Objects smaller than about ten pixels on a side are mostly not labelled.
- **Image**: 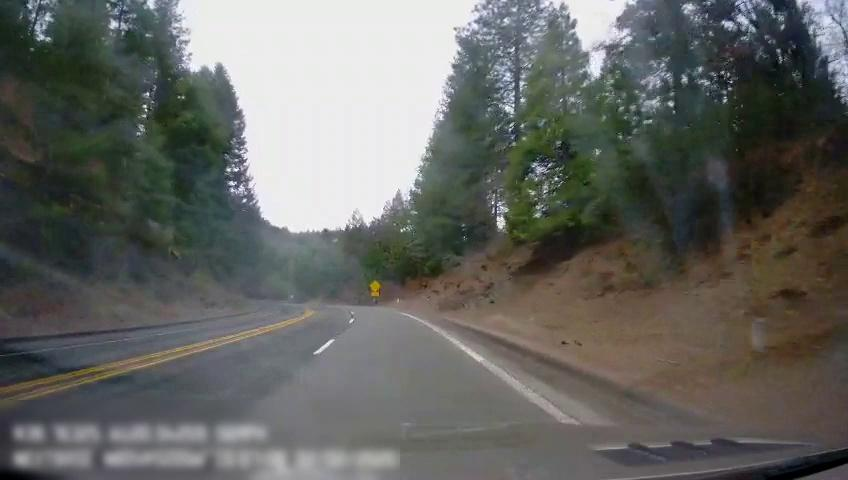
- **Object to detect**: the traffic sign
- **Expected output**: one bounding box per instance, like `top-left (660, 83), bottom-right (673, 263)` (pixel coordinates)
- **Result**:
top-left (368, 279), bottom-right (382, 292)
